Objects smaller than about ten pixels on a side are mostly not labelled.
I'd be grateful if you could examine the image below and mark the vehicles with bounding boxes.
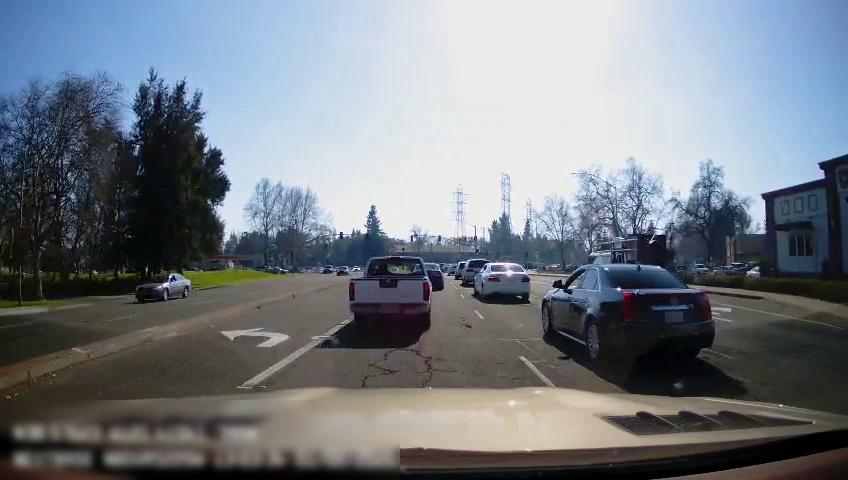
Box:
[471,262,532,303]
[422,262,445,292]
[336,265,350,276]
[453,260,466,279]
[589,235,668,266]
[460,257,490,286]
[540,264,715,367]
[135,272,193,304]
[348,255,434,329]
[447,263,458,277]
